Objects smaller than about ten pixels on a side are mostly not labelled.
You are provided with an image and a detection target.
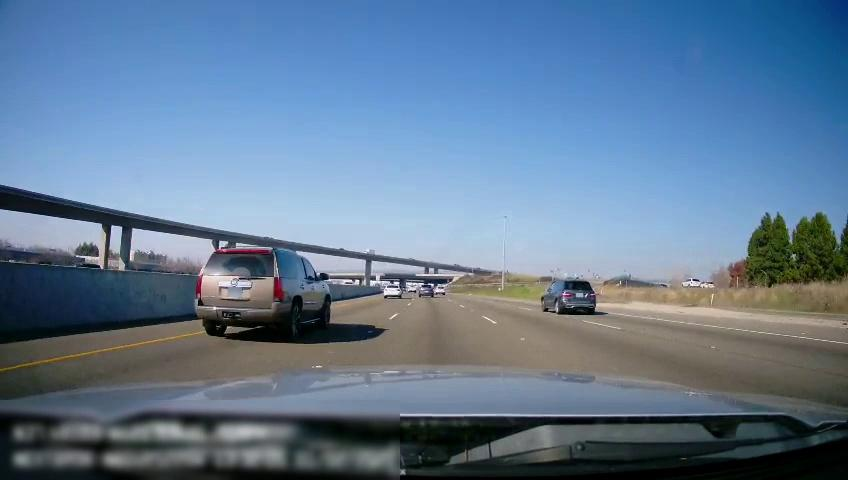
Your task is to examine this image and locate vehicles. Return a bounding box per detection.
[71,263,102,270]
[681,278,701,288]
[540,279,597,315]
[700,280,715,288]
[407,284,417,294]
[383,284,402,299]
[418,284,435,299]
[362,247,376,255]
[434,286,446,296]
[192,244,333,341]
